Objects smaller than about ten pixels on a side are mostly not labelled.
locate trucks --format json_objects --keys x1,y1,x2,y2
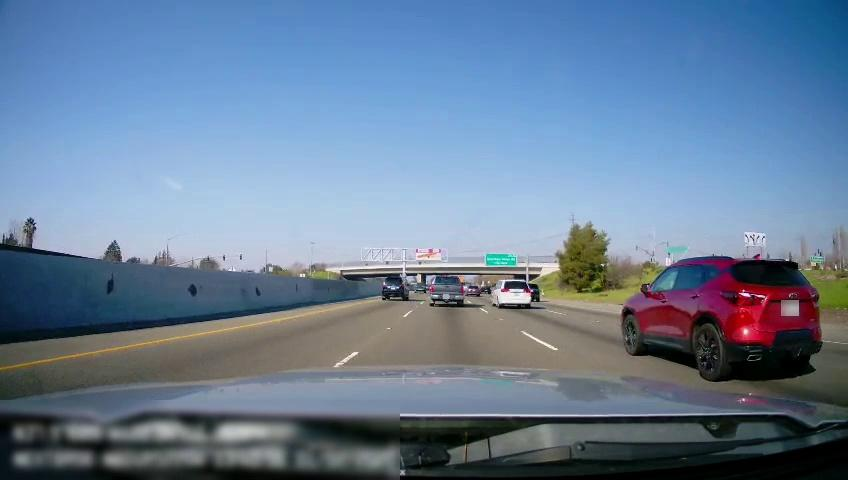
[
  {"x1": 415, "y1": 282, "x2": 427, "y2": 293},
  {"x1": 428, "y1": 274, "x2": 465, "y2": 308}
]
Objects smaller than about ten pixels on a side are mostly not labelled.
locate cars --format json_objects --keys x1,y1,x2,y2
[{"x1": 467, "y1": 284, "x2": 482, "y2": 297}]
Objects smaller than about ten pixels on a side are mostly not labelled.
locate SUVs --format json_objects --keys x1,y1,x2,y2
[
  {"x1": 381, "y1": 277, "x2": 410, "y2": 301},
  {"x1": 492, "y1": 279, "x2": 532, "y2": 309},
  {"x1": 621, "y1": 259, "x2": 824, "y2": 383},
  {"x1": 528, "y1": 283, "x2": 541, "y2": 302}
]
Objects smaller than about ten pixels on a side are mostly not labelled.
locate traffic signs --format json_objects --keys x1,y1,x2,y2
[
  {"x1": 484, "y1": 252, "x2": 517, "y2": 269},
  {"x1": 672, "y1": 248, "x2": 688, "y2": 256},
  {"x1": 806, "y1": 255, "x2": 825, "y2": 263},
  {"x1": 744, "y1": 232, "x2": 768, "y2": 246}
]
